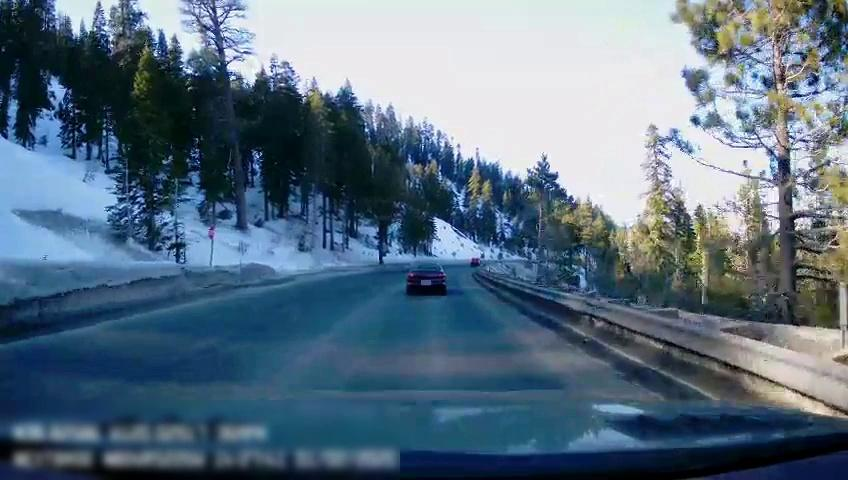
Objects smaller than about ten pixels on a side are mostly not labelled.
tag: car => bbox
[406,262,448,296]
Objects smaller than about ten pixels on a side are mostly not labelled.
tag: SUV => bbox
[469,257,481,267]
